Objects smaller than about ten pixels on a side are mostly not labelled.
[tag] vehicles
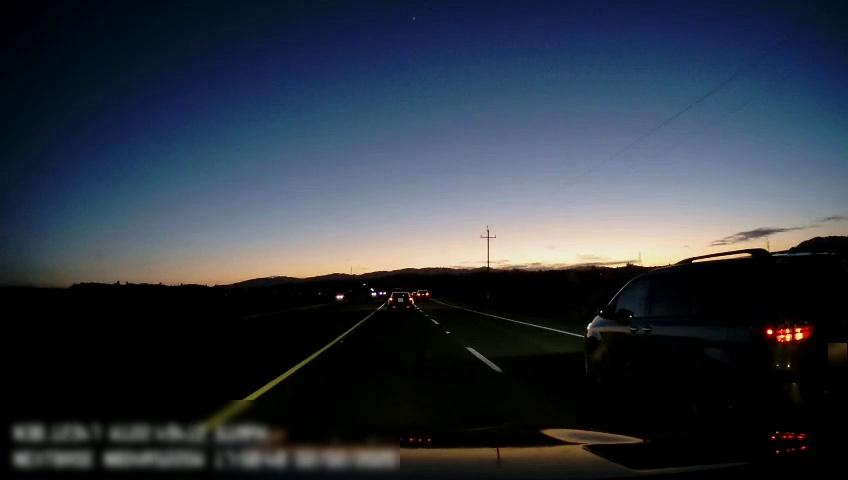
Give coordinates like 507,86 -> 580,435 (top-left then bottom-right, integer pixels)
584,252 -> 828,426
387,291 -> 414,313
416,289 -> 431,302
334,292 -> 347,303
